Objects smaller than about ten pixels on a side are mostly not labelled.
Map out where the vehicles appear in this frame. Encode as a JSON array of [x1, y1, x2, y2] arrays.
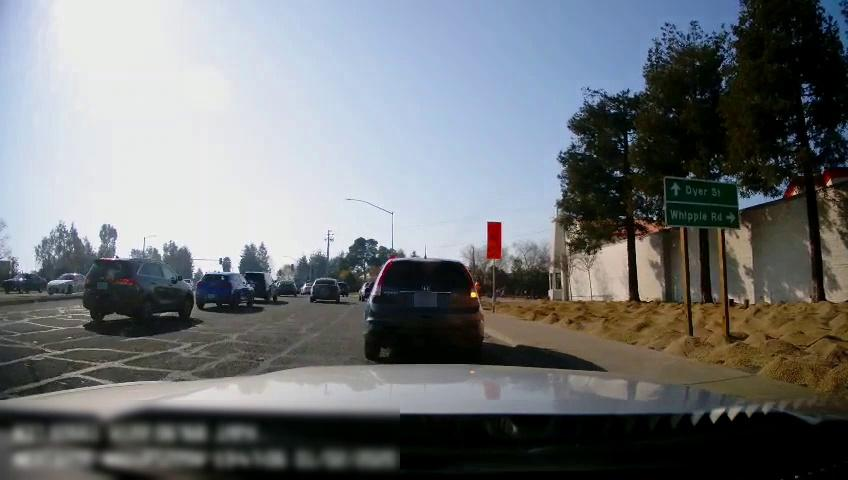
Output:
[[301, 284, 313, 296], [194, 271, 257, 313], [337, 280, 350, 297], [358, 282, 376, 301], [362, 258, 485, 363], [48, 273, 84, 296], [82, 257, 194, 331], [310, 278, 342, 305], [277, 280, 298, 297], [240, 271, 281, 304], [2, 272, 46, 295]]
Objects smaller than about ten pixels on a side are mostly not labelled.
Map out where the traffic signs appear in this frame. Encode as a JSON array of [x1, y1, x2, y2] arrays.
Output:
[[662, 174, 741, 229], [486, 221, 503, 261]]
